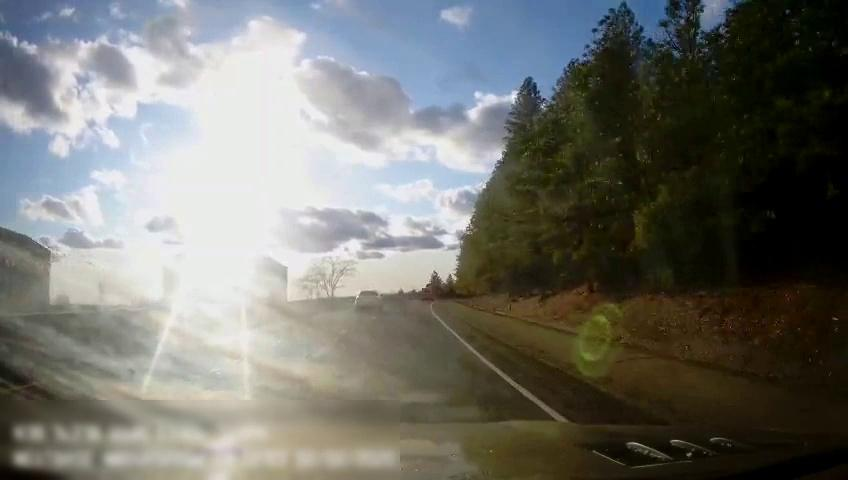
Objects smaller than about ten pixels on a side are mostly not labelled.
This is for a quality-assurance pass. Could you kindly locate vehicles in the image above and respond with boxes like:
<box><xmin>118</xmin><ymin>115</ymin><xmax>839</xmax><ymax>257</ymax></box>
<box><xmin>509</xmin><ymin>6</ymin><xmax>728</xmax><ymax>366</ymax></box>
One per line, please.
<box><xmin>355</xmin><ymin>290</ymin><xmax>382</xmax><ymax>313</ymax></box>
<box><xmin>419</xmin><ymin>287</ymin><xmax>434</xmax><ymax>302</ymax></box>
